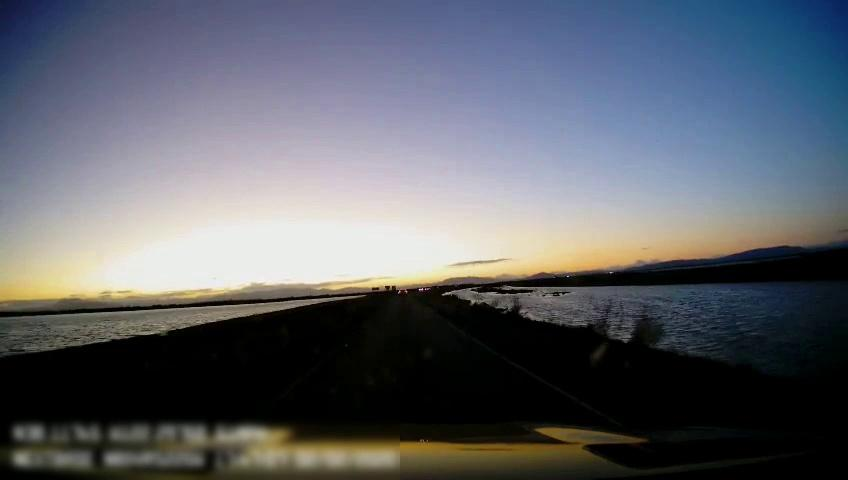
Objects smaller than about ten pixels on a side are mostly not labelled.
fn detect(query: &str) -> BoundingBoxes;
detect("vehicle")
[397,288,408,297]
